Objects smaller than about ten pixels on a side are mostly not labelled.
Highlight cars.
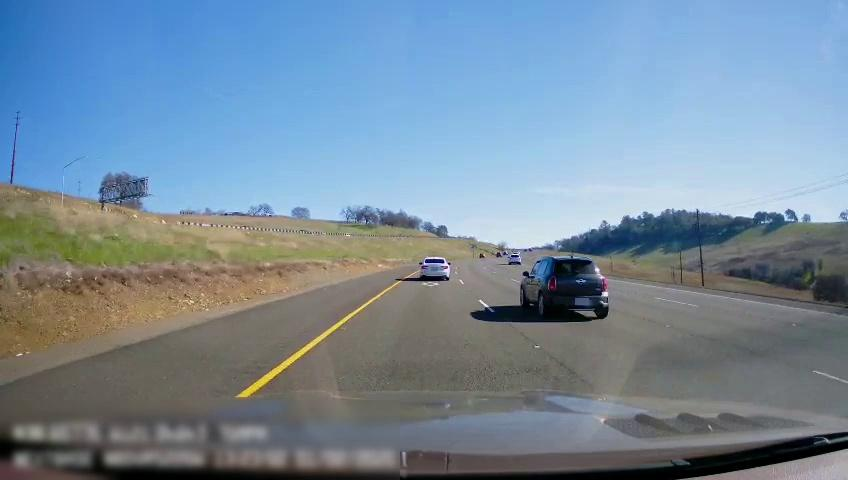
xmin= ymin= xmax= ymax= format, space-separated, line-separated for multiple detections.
xmin=418 ymin=256 xmax=452 ymax=281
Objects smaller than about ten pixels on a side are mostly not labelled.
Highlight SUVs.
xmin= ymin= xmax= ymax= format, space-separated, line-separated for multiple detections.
xmin=508 ymin=254 xmax=521 ymax=265
xmin=519 ymin=255 xmax=609 ymax=320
